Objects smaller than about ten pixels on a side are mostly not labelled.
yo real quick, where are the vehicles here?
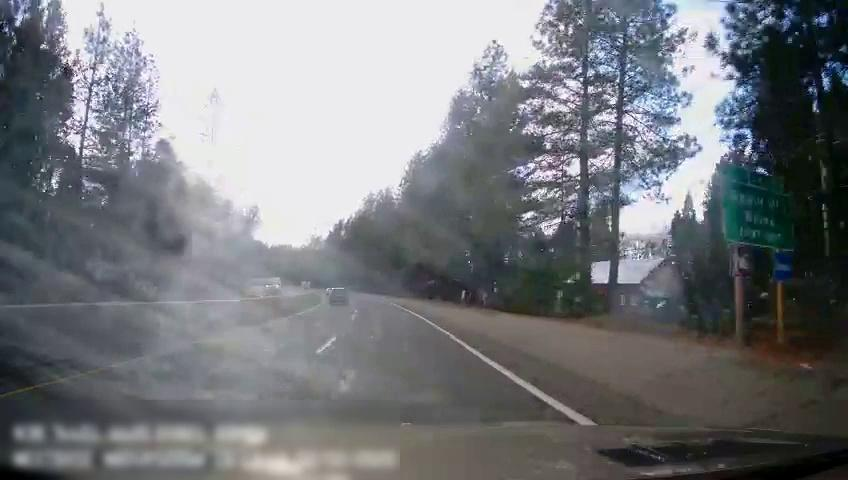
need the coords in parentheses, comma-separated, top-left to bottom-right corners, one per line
(328, 287, 349, 306)
(300, 279, 312, 290)
(262, 282, 282, 298)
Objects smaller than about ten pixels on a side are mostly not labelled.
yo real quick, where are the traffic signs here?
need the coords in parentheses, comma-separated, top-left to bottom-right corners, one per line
(719, 163, 799, 250)
(774, 253, 795, 280)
